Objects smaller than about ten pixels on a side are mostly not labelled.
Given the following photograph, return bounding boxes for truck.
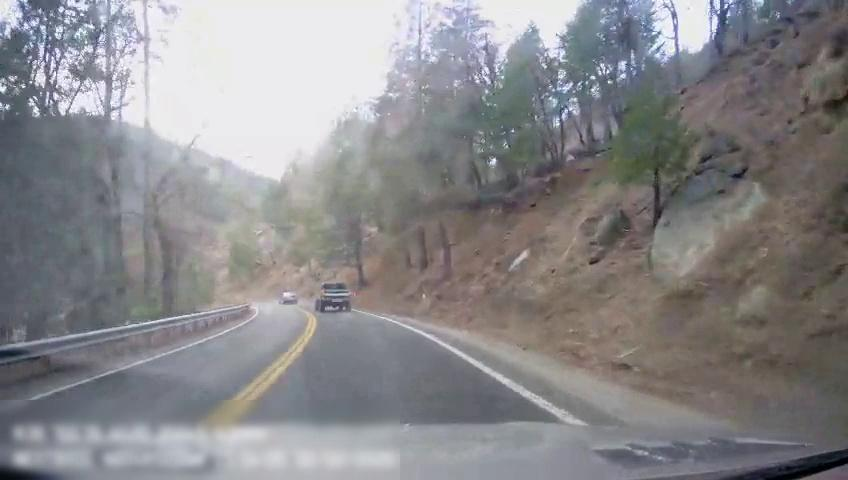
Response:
[314,281,353,313]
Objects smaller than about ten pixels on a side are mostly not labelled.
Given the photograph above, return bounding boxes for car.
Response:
[279,291,298,305]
